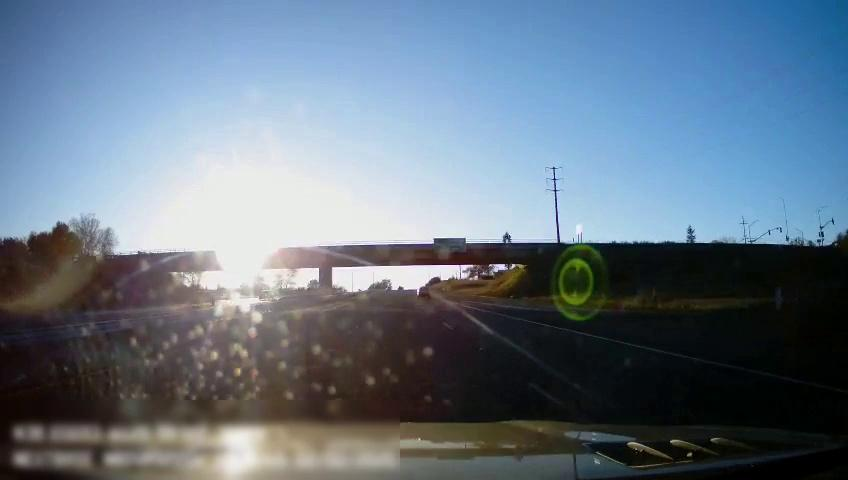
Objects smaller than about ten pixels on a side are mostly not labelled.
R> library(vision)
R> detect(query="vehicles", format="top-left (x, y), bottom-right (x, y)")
top-left (259, 290), bottom-right (274, 300)
top-left (417, 287), bottom-right (430, 298)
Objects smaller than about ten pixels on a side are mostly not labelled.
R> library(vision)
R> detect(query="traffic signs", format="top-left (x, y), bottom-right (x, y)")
top-left (433, 237), bottom-right (466, 254)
